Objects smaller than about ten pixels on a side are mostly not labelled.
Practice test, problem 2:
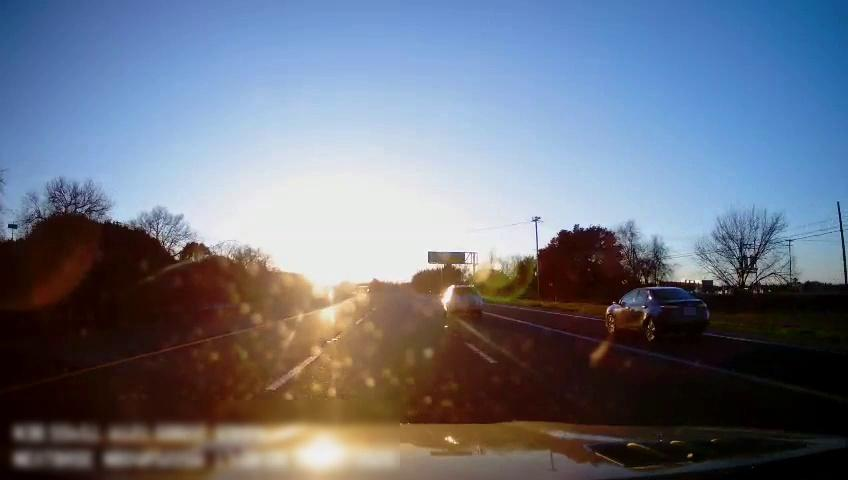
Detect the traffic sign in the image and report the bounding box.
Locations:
[428,251,465,265]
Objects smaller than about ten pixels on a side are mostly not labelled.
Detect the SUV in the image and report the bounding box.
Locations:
[438,284,485,319]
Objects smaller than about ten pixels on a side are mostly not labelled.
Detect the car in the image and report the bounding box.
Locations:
[604,287,709,342]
